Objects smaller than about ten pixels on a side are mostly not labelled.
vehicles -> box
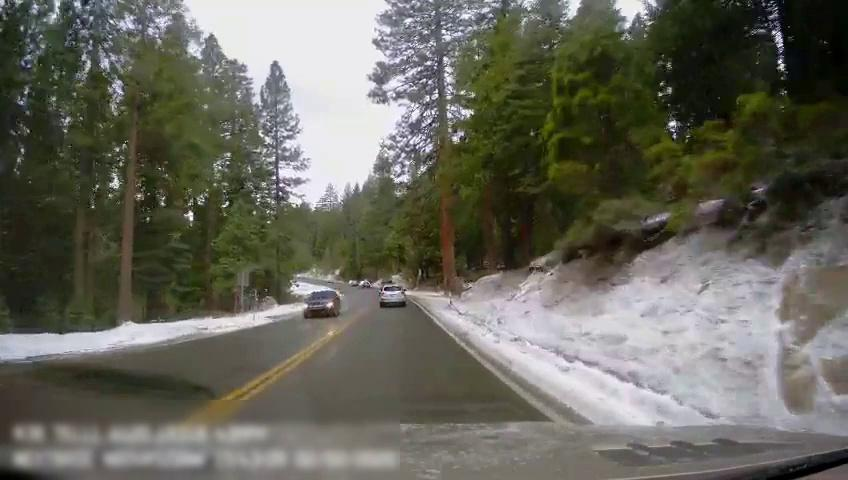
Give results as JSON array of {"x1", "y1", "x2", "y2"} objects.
[
  {"x1": 304, "y1": 290, "x2": 340, "y2": 319},
  {"x1": 359, "y1": 279, "x2": 371, "y2": 289},
  {"x1": 379, "y1": 280, "x2": 395, "y2": 292},
  {"x1": 379, "y1": 285, "x2": 406, "y2": 308}
]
